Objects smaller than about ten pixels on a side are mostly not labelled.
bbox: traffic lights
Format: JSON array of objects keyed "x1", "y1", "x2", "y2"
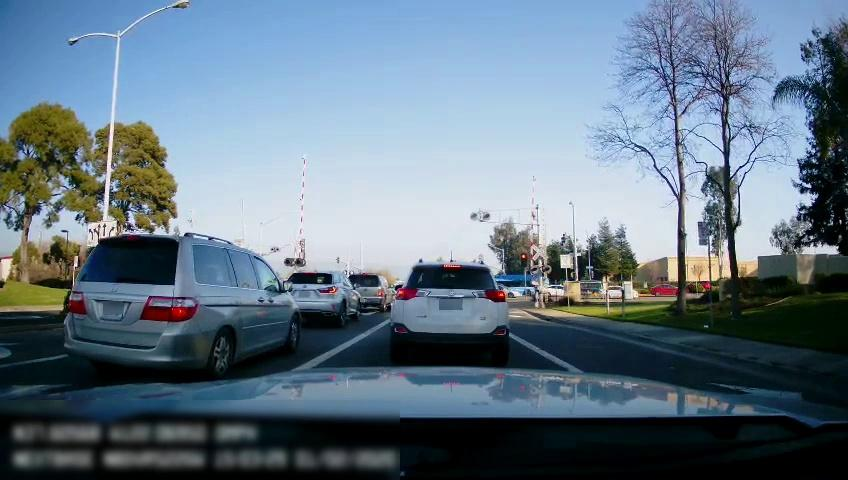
[
  {"x1": 300, "y1": 238, "x2": 306, "y2": 253},
  {"x1": 283, "y1": 257, "x2": 295, "y2": 268},
  {"x1": 294, "y1": 257, "x2": 306, "y2": 268},
  {"x1": 520, "y1": 252, "x2": 528, "y2": 268},
  {"x1": 560, "y1": 233, "x2": 566, "y2": 247}
]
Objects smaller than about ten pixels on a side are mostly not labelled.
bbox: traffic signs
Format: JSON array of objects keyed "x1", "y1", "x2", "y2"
[
  {"x1": 86, "y1": 220, "x2": 116, "y2": 247},
  {"x1": 697, "y1": 221, "x2": 711, "y2": 238},
  {"x1": 560, "y1": 254, "x2": 572, "y2": 269},
  {"x1": 531, "y1": 244, "x2": 548, "y2": 261}
]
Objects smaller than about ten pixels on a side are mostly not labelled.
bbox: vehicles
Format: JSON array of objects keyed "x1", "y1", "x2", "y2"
[
  {"x1": 600, "y1": 286, "x2": 638, "y2": 300},
  {"x1": 390, "y1": 257, "x2": 511, "y2": 360},
  {"x1": 347, "y1": 272, "x2": 395, "y2": 312},
  {"x1": 278, "y1": 271, "x2": 362, "y2": 327},
  {"x1": 648, "y1": 283, "x2": 679, "y2": 297},
  {"x1": 62, "y1": 231, "x2": 304, "y2": 379},
  {"x1": 580, "y1": 281, "x2": 602, "y2": 294},
  {"x1": 495, "y1": 284, "x2": 520, "y2": 299},
  {"x1": 687, "y1": 281, "x2": 712, "y2": 293},
  {"x1": 490, "y1": 273, "x2": 550, "y2": 295},
  {"x1": 548, "y1": 284, "x2": 565, "y2": 297}
]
